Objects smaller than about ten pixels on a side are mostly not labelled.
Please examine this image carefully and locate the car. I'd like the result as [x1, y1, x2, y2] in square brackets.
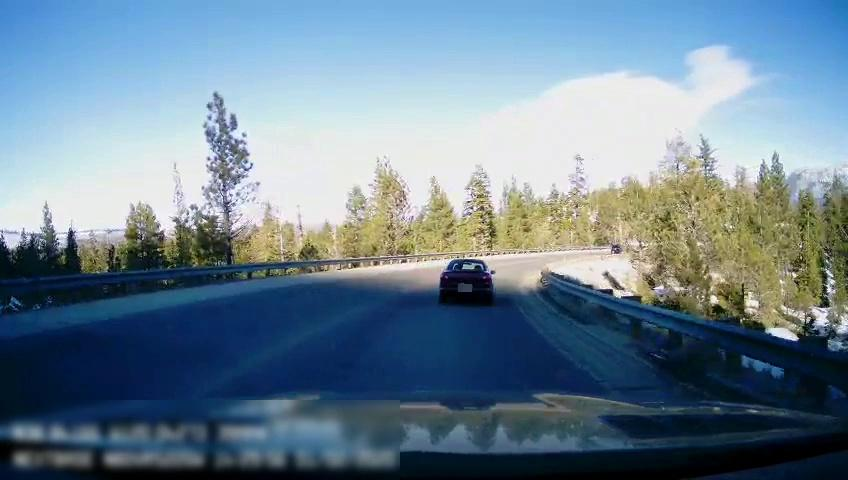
[439, 258, 496, 303]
